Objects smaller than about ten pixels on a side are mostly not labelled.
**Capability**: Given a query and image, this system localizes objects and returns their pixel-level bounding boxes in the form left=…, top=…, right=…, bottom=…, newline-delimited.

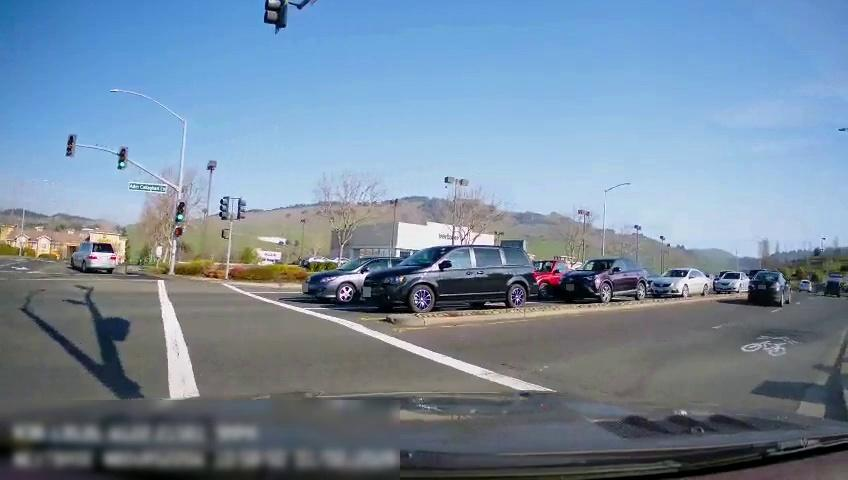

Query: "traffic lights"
left=174, top=201, right=186, bottom=225
left=64, top=134, right=78, bottom=160
left=218, top=195, right=231, bottom=221
left=236, top=196, right=250, bottom=220
left=173, top=224, right=185, bottom=239
left=262, top=0, right=289, bottom=34
left=116, top=144, right=130, bottom=171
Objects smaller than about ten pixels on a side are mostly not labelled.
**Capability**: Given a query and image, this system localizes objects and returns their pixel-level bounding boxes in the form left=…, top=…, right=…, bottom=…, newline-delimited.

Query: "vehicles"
left=561, top=255, right=651, bottom=304
left=798, top=279, right=814, bottom=293
left=302, top=255, right=407, bottom=305
left=525, top=257, right=570, bottom=300
left=360, top=244, right=534, bottom=314
left=747, top=268, right=769, bottom=281
left=69, top=241, right=119, bottom=275
left=650, top=267, right=715, bottom=298
left=711, top=271, right=752, bottom=295
left=823, top=280, right=843, bottom=297
left=747, top=271, right=791, bottom=308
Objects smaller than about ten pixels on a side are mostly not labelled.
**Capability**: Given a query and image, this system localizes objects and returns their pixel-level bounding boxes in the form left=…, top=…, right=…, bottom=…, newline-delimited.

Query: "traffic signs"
left=126, top=181, right=170, bottom=195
